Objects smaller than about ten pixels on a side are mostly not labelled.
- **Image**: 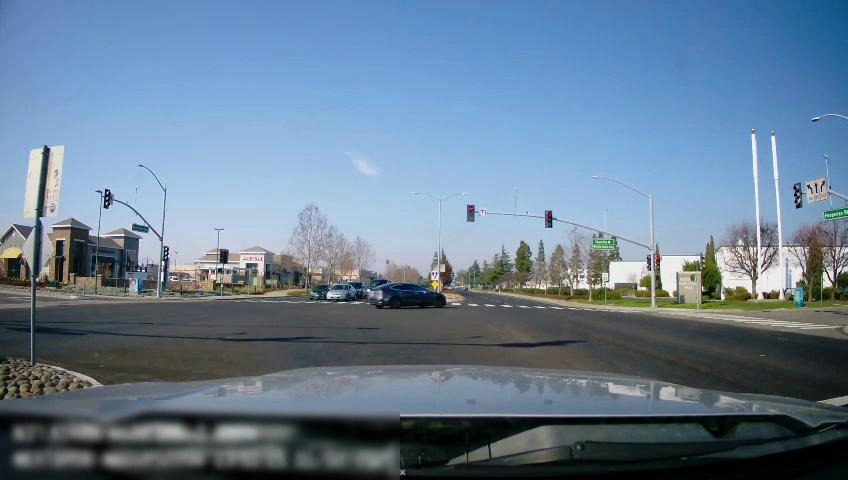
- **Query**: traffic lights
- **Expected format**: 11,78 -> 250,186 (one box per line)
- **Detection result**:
646,254 -> 652,271
792,182 -> 803,209
163,247 -> 170,263
224,250 -> 229,264
103,188 -> 111,209
219,249 -> 224,263
466,204 -> 475,223
653,253 -> 660,270
544,210 -> 553,228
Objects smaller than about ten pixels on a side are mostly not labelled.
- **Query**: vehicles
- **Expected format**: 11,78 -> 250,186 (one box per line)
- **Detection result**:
352,283 -> 367,300
310,284 -> 332,301
329,284 -> 359,301
367,280 -> 391,291
367,281 -> 448,310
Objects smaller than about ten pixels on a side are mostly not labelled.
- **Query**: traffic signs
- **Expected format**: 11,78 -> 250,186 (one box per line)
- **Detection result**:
823,206 -> 848,221
592,238 -> 614,250
807,177 -> 827,203
431,270 -> 440,281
